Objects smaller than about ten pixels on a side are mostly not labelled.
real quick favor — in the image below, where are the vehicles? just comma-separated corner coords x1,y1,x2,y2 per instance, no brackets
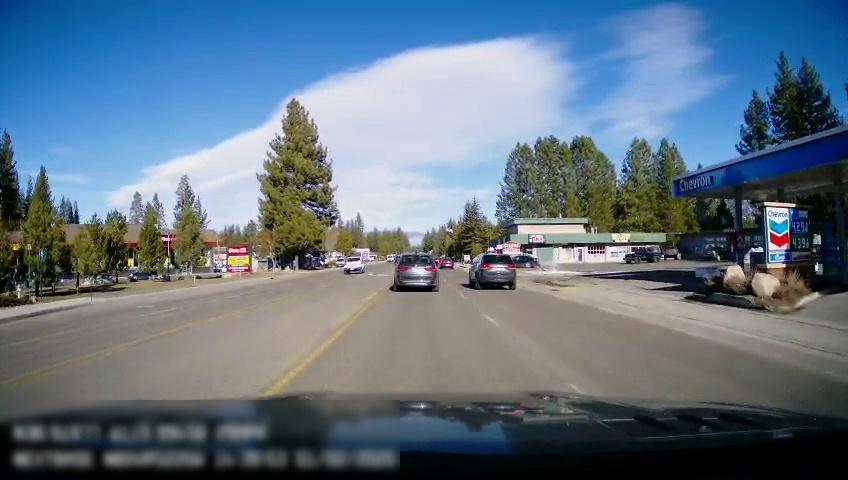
128,269,155,282
660,244,682,261
439,257,454,270
703,247,722,263
625,249,657,264
513,255,537,269
343,256,369,276
393,254,439,293
468,254,517,292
